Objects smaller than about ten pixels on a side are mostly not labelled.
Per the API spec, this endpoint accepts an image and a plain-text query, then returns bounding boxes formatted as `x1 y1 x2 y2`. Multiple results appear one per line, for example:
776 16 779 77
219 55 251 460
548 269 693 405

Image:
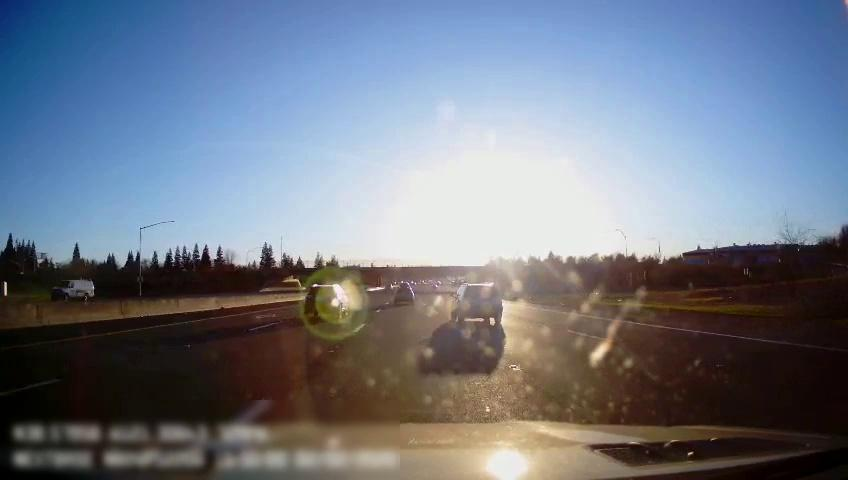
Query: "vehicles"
303 283 349 320
393 282 415 305
384 283 394 293
50 279 95 303
449 282 504 326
